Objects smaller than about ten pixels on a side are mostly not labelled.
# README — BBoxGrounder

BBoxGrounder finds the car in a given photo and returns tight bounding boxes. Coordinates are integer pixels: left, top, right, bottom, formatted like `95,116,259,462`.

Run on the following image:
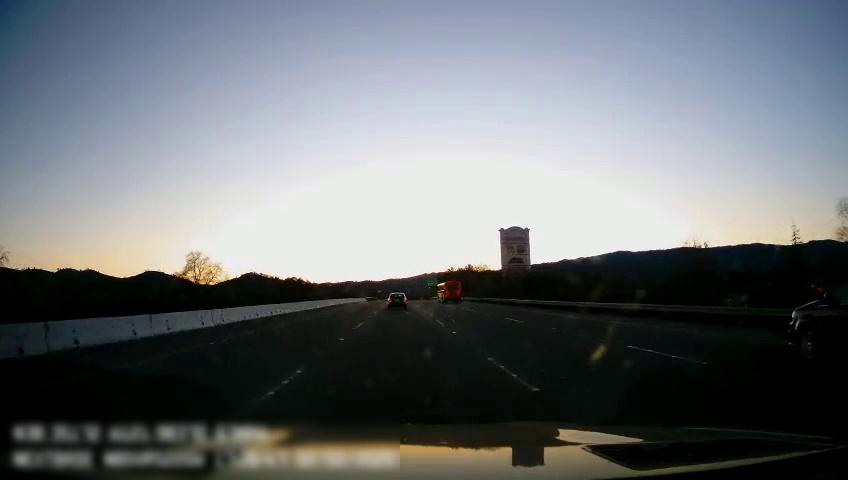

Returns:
386,293,406,310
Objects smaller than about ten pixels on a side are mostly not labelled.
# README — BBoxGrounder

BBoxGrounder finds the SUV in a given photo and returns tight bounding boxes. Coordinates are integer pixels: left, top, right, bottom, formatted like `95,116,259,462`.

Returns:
787,276,848,368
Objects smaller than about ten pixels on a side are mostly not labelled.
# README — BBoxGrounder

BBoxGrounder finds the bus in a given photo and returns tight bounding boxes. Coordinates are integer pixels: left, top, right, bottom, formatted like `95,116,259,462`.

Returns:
437,282,462,305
